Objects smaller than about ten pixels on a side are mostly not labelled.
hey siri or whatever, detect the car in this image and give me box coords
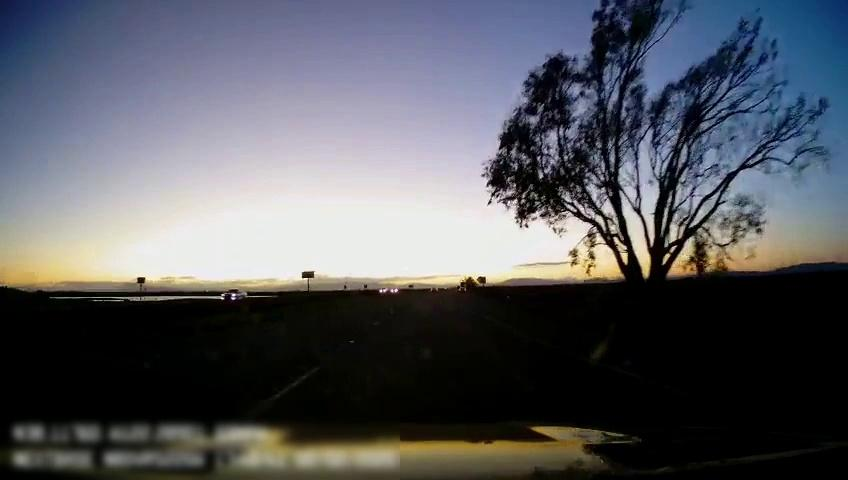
[220,288,248,304]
